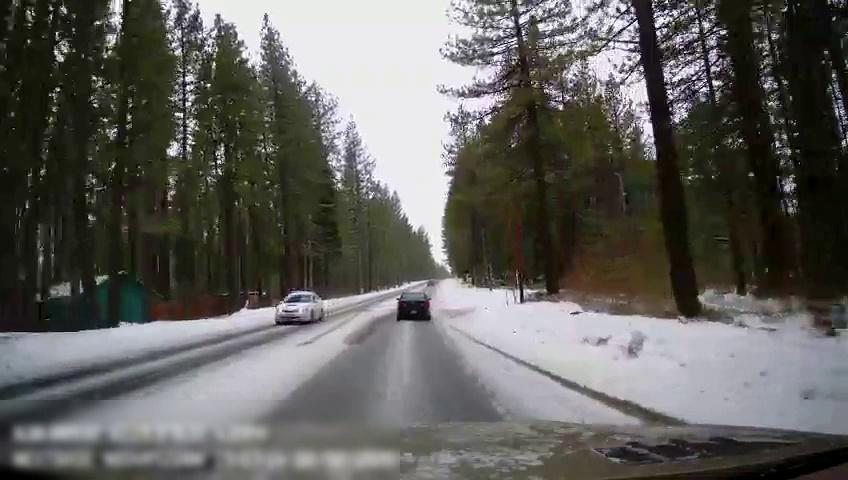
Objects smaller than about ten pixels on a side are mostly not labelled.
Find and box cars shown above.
[274,290,326,325]
[395,290,432,320]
